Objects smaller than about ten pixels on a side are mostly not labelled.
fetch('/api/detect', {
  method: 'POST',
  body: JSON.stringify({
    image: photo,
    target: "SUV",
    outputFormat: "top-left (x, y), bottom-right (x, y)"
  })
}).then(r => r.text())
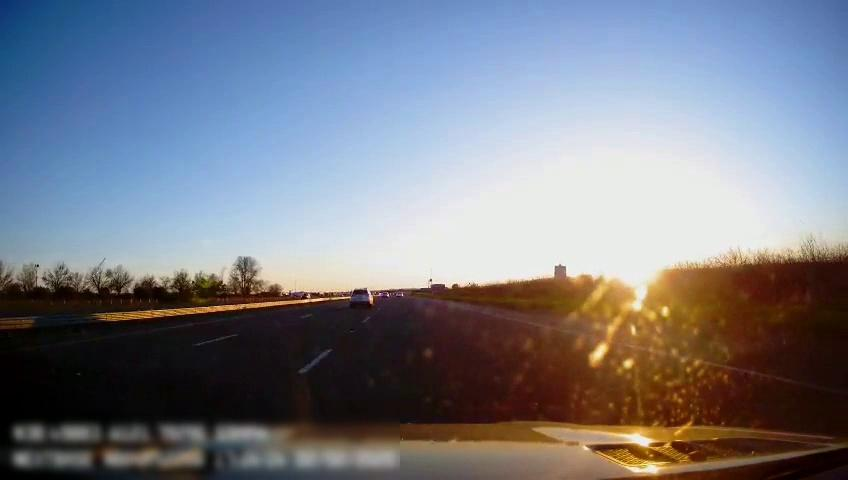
top-left (349, 289), bottom-right (374, 310)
